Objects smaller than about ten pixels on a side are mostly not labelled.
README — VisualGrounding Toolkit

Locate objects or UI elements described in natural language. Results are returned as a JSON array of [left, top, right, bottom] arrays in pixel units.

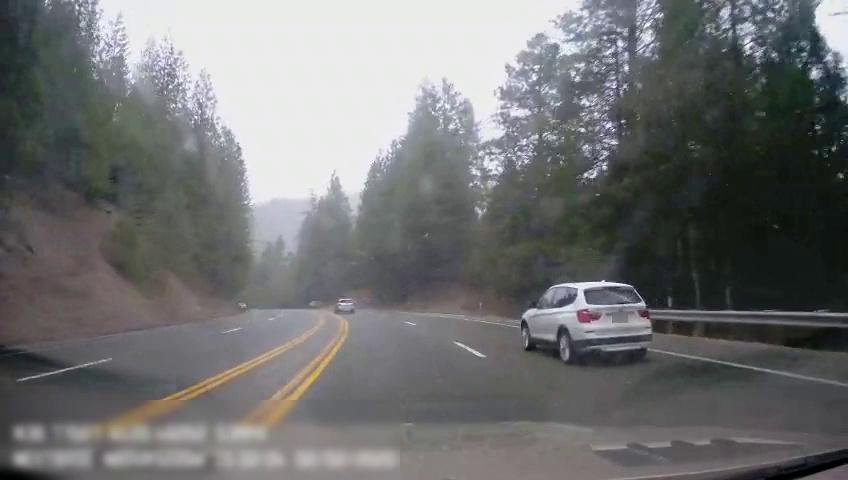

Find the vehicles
[[308, 300, 320, 310], [519, 282, 653, 366], [336, 298, 355, 314]]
